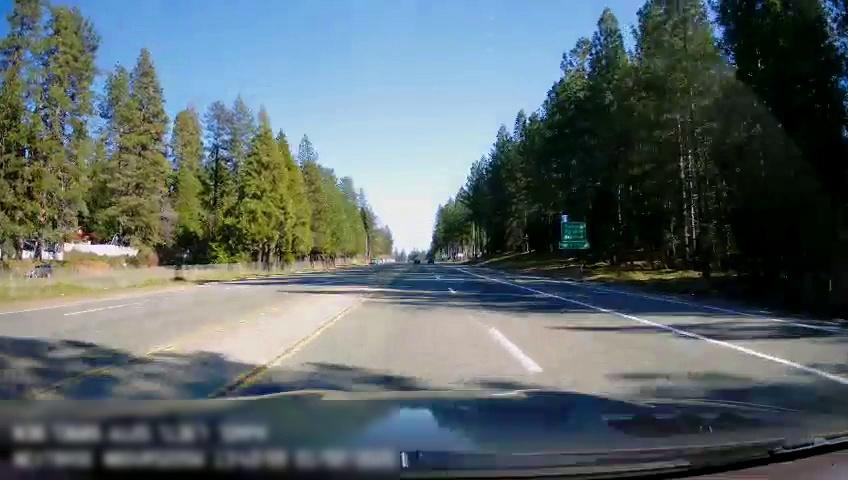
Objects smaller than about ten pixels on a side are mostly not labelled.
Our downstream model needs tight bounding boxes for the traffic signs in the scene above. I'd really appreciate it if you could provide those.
[558,240,590,251]
[561,221,587,241]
